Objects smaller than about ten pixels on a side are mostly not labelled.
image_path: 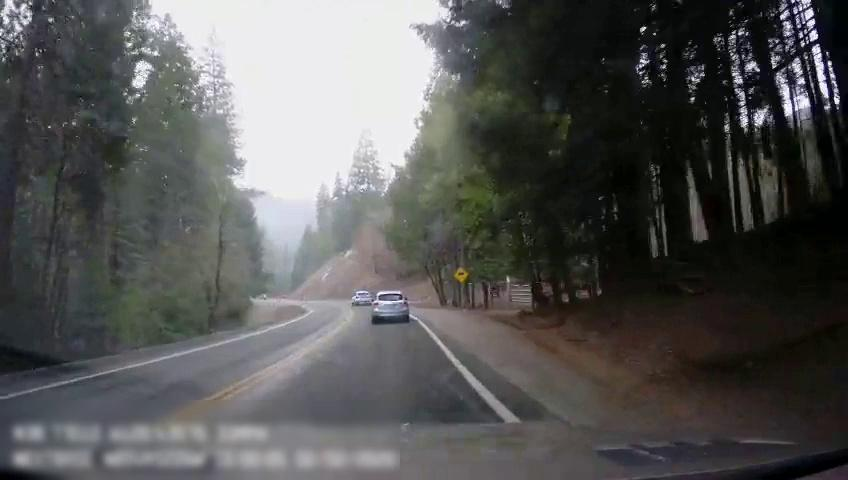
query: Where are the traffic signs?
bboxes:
[454,267,468,283]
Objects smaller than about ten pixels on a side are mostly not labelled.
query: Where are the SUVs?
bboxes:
[352,291,372,305]
[371,291,409,324]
